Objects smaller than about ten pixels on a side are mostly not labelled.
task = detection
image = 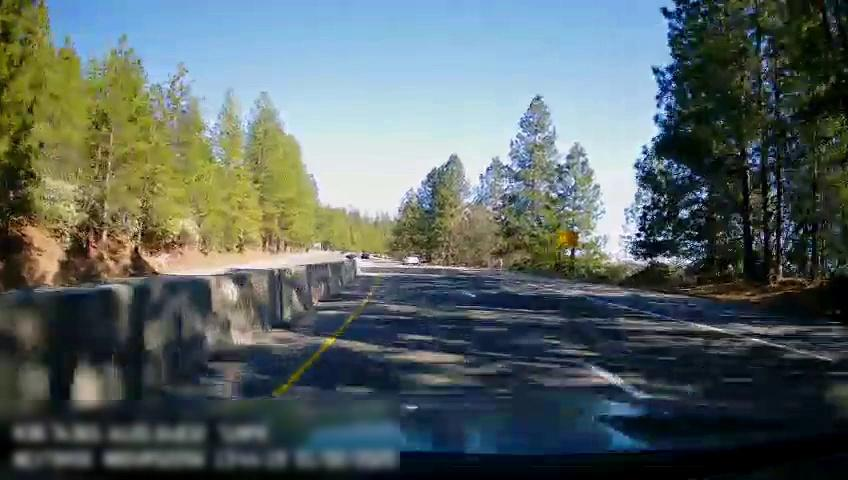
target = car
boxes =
[403,254,420,266]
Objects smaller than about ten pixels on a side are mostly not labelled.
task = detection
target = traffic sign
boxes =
[559,230,578,249]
